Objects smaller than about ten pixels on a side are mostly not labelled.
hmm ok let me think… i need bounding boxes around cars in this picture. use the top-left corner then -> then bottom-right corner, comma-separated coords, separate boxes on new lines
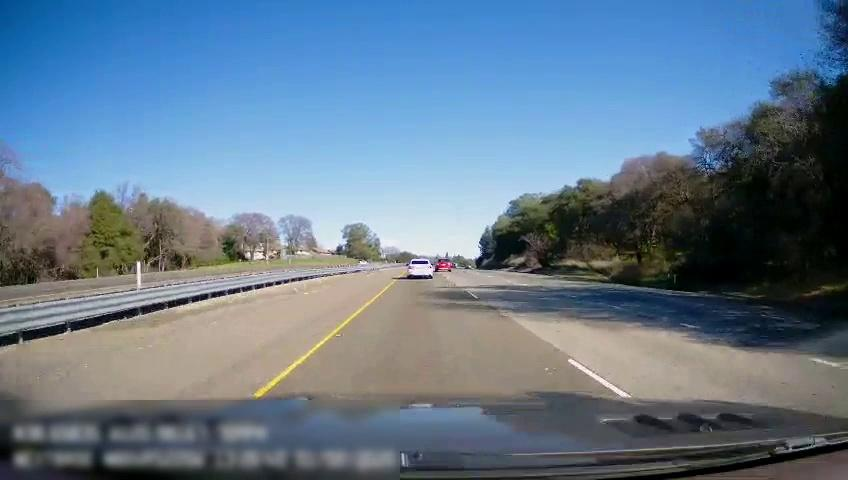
434,258 -> 453,273
405,259 -> 434,281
